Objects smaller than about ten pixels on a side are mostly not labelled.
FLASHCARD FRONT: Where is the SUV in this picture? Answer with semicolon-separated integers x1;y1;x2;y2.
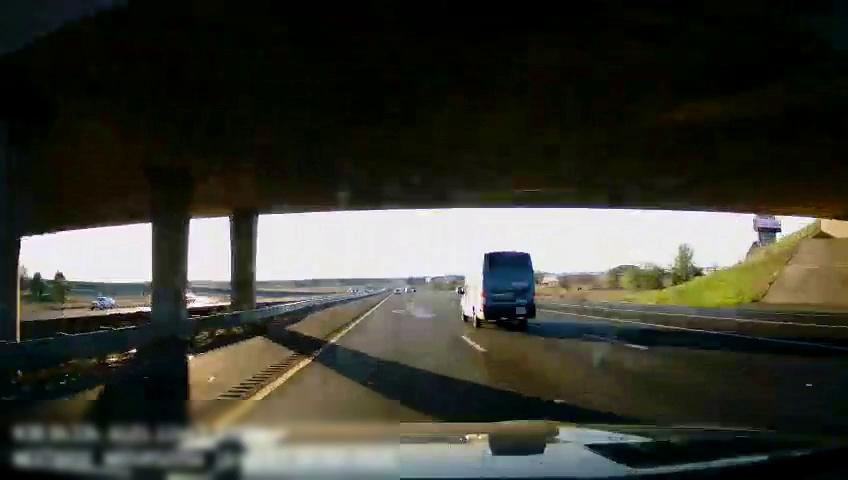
90;296;115;311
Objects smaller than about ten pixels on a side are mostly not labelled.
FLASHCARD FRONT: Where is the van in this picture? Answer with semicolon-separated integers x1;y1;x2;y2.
456;251;537;331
